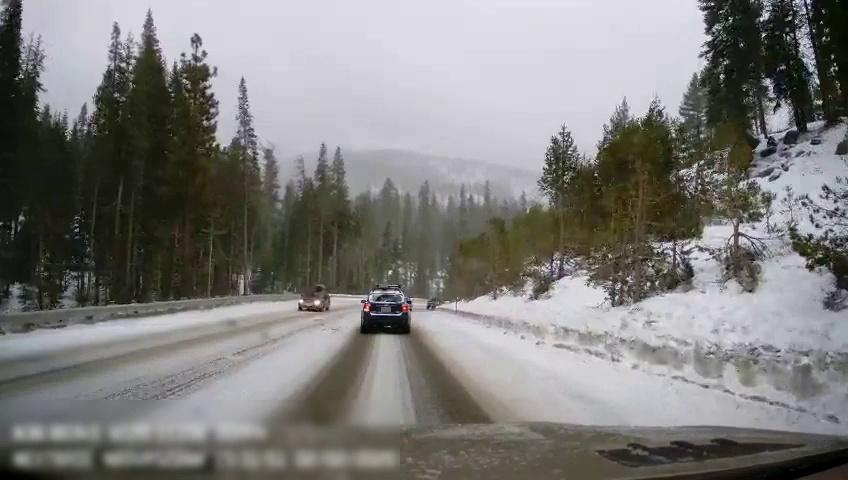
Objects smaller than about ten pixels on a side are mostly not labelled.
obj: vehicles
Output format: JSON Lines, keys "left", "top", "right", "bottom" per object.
{"left": 360, "top": 283, "right": 412, "bottom": 335}
{"left": 298, "top": 284, "right": 331, "bottom": 313}
{"left": 426, "top": 298, "right": 442, "bottom": 310}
